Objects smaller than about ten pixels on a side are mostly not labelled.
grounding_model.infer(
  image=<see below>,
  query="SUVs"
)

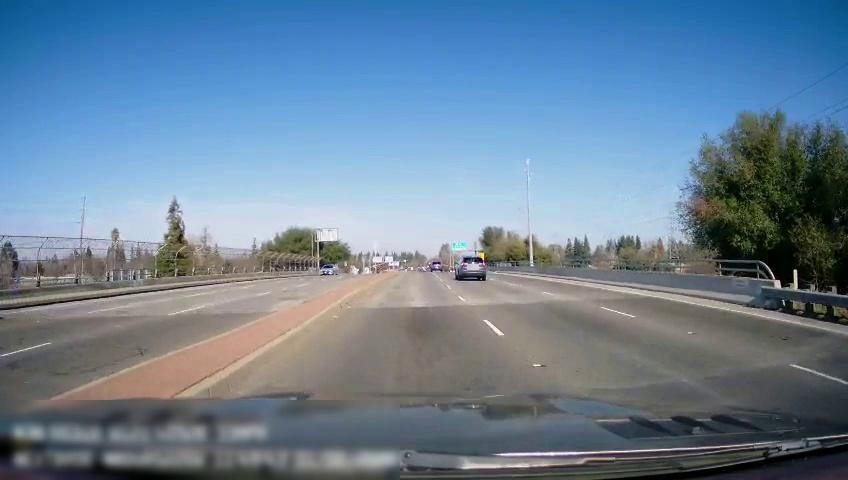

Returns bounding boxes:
[320,265,337,276]
[454,256,487,282]
[430,261,443,273]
